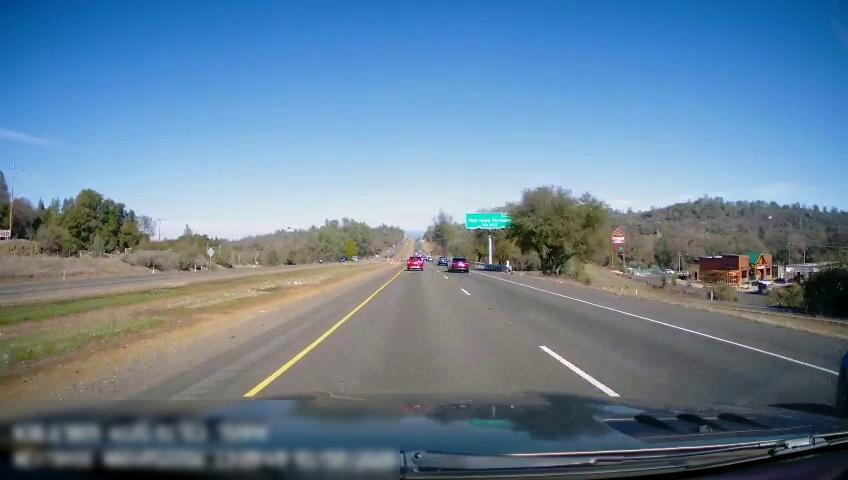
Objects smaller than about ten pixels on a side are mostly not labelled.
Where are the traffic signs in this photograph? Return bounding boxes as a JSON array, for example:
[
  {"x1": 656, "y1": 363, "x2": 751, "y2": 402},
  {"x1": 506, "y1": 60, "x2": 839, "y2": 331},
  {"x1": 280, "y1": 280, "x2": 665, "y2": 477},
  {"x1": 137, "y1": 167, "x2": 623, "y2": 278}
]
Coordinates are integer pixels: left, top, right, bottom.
[{"x1": 465, "y1": 213, "x2": 512, "y2": 229}]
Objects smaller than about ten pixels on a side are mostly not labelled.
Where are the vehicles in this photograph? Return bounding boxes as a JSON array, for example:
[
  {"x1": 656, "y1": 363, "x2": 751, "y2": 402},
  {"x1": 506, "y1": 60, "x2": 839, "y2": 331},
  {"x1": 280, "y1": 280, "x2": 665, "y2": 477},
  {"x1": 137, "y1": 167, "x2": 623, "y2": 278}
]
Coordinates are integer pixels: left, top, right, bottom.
[
  {"x1": 406, "y1": 255, "x2": 425, "y2": 271},
  {"x1": 832, "y1": 347, "x2": 848, "y2": 417},
  {"x1": 437, "y1": 256, "x2": 450, "y2": 265},
  {"x1": 448, "y1": 256, "x2": 472, "y2": 274}
]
